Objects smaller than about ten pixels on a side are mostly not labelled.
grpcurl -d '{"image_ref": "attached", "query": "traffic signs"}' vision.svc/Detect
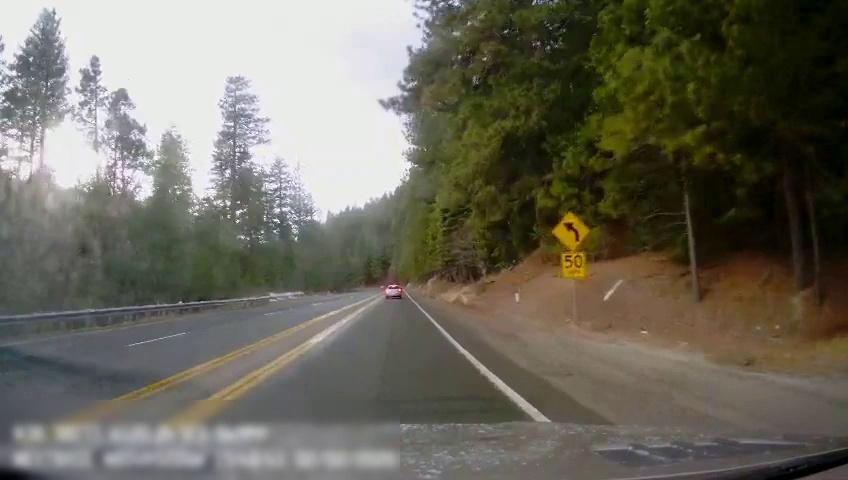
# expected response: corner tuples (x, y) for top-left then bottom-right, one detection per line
(560, 252), (587, 279)
(550, 211), (592, 252)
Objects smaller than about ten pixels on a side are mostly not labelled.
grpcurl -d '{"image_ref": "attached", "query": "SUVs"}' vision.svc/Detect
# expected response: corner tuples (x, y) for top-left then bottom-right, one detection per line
(384, 284), (403, 299)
